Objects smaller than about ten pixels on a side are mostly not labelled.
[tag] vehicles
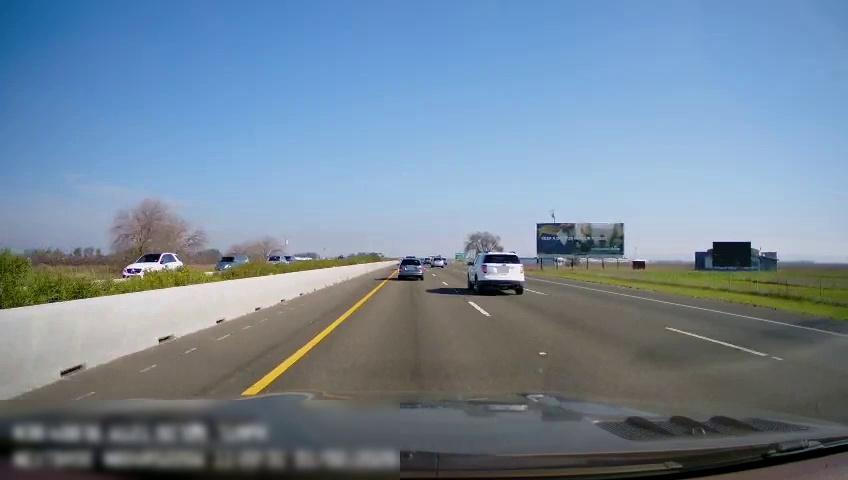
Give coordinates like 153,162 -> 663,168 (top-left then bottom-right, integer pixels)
295,255 -> 313,261
215,255 -> 249,270
466,252 -> 526,296
121,251 -> 185,279
430,256 -> 445,268
284,255 -> 296,262
267,256 -> 289,264
397,257 -> 425,280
